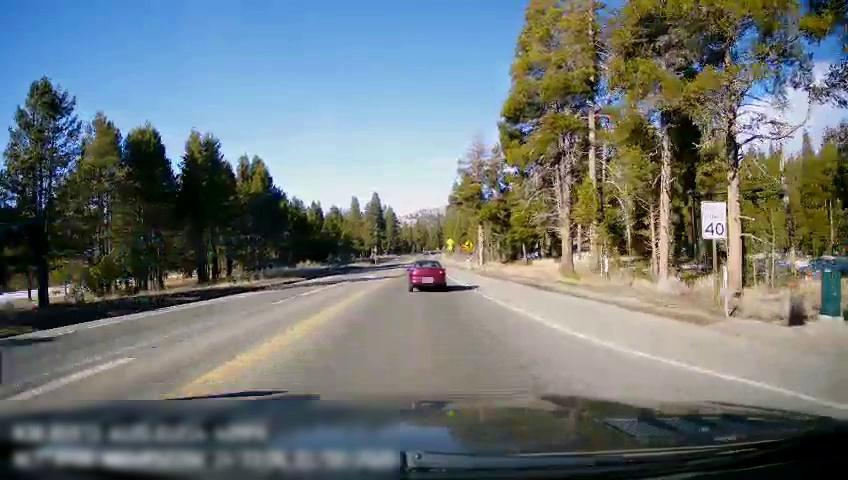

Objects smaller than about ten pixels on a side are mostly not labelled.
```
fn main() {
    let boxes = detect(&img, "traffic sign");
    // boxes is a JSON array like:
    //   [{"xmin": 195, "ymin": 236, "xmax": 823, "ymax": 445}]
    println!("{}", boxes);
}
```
[{"xmin": 700, "ymin": 199, "xmax": 728, "ymax": 240}]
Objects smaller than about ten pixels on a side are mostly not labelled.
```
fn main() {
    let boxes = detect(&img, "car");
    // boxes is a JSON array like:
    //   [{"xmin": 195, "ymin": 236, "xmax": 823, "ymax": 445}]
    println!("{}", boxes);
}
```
[{"xmin": 407, "ymin": 259, "xmax": 448, "ymax": 293}]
